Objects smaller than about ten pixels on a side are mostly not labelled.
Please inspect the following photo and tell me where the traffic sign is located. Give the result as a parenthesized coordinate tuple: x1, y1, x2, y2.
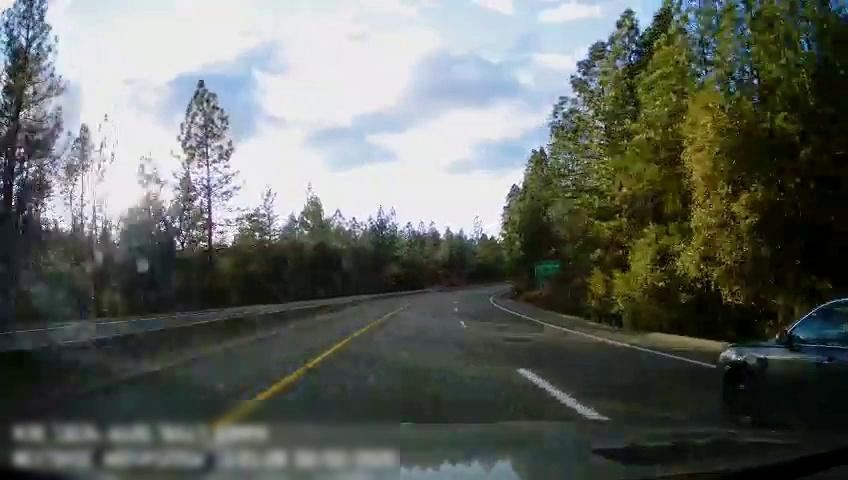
(534, 259, 561, 283)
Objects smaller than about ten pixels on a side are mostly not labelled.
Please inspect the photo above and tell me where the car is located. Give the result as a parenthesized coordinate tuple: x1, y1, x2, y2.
(715, 297, 848, 439)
